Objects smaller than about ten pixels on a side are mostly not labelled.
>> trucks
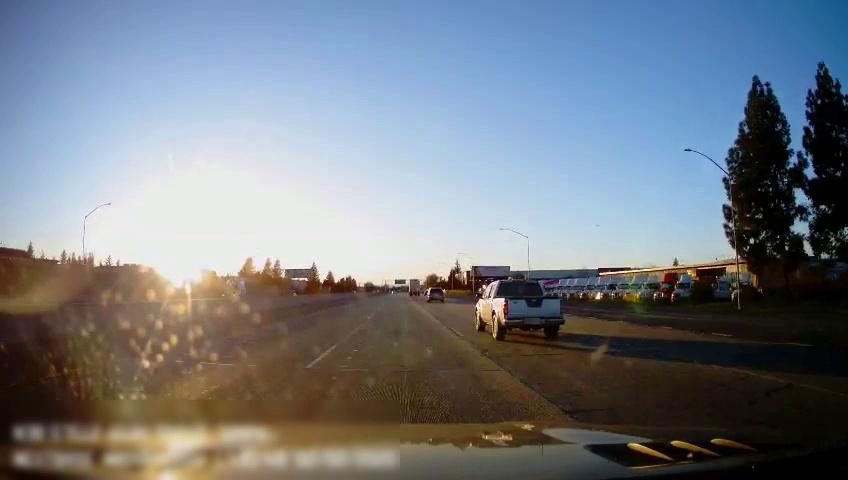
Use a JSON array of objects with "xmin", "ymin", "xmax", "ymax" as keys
[
  {"xmin": 473, "ymin": 280, "xmax": 565, "ymax": 341},
  {"xmin": 410, "ymin": 281, "xmax": 420, "ymax": 296},
  {"xmin": 221, "ymin": 279, "xmax": 248, "ymax": 298}
]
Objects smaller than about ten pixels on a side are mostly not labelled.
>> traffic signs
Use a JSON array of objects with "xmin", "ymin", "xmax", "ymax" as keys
[{"xmin": 395, "ymin": 279, "xmax": 406, "ymax": 284}]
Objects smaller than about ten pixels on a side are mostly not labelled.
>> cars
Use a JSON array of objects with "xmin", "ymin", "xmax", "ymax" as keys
[{"xmin": 427, "ymin": 287, "xmax": 444, "ymax": 302}]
